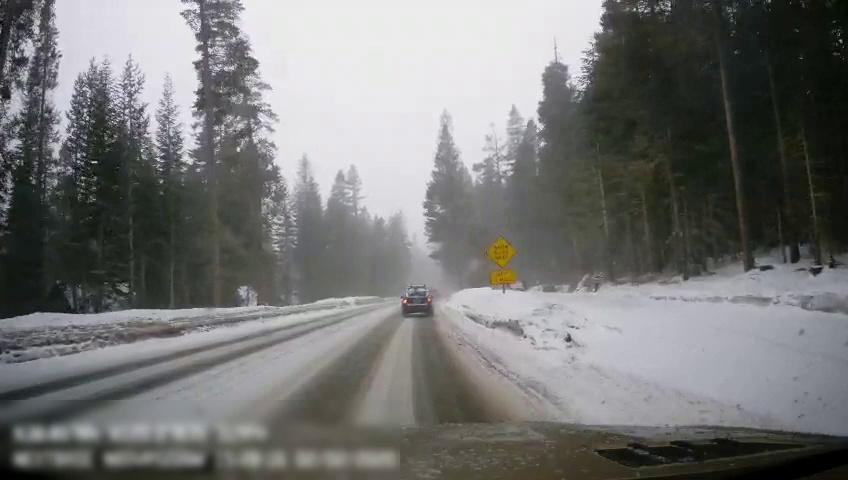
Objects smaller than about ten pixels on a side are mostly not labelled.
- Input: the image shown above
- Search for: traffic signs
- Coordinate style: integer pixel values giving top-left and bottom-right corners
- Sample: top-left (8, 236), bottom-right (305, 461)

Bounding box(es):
top-left (490, 270), bottom-right (517, 286)
top-left (486, 235), bottom-right (519, 269)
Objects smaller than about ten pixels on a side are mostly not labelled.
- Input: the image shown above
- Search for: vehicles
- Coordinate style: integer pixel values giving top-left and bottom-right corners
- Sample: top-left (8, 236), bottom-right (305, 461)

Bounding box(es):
top-left (400, 285), bottom-right (435, 317)
top-left (509, 279), bottom-right (525, 291)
